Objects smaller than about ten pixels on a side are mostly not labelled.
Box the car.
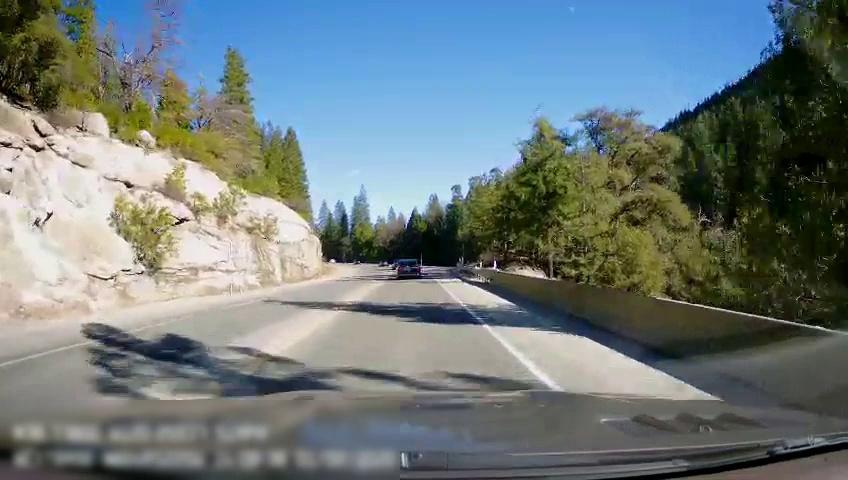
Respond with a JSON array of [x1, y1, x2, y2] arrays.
[[396, 259, 423, 280]]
